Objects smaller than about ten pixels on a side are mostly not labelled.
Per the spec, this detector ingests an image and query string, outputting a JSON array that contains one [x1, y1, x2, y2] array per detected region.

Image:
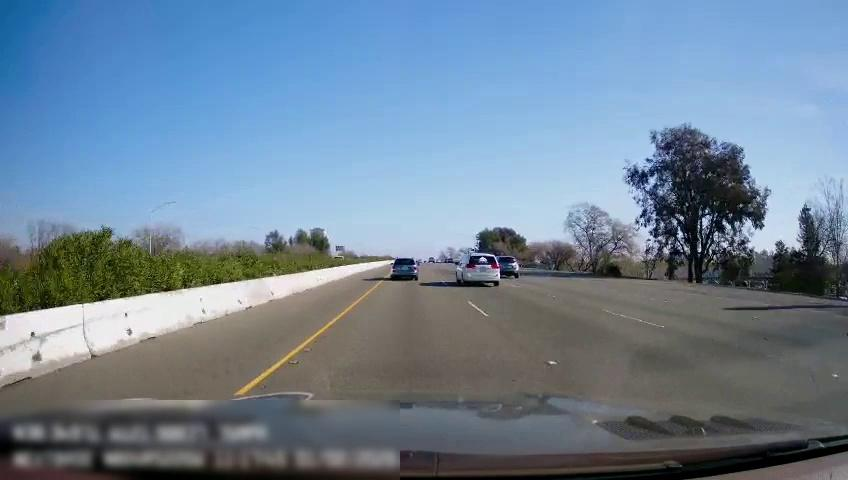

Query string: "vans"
[[452, 253, 501, 287]]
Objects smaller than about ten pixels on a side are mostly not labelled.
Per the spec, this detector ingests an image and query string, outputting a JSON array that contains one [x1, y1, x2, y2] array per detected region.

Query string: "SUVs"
[[495, 255, 519, 278], [390, 258, 419, 281]]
